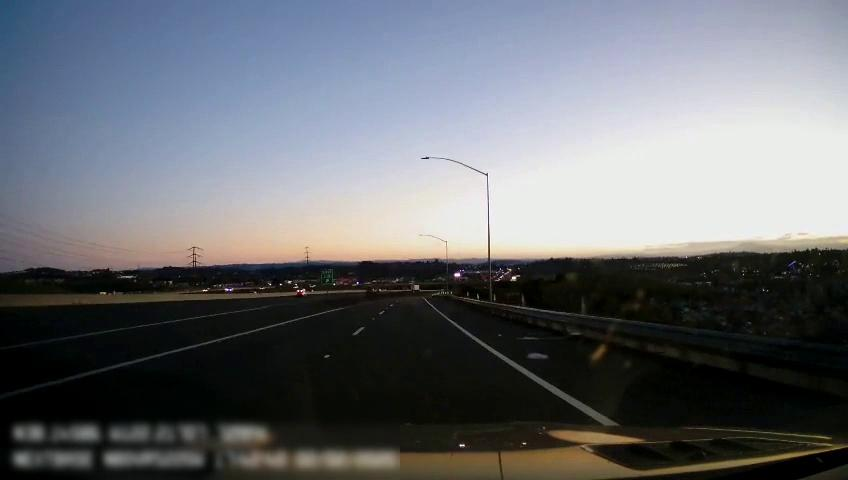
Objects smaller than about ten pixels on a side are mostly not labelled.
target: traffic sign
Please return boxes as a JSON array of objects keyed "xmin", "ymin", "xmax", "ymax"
[{"xmin": 321, "ymin": 267, "xmax": 334, "ymax": 286}]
